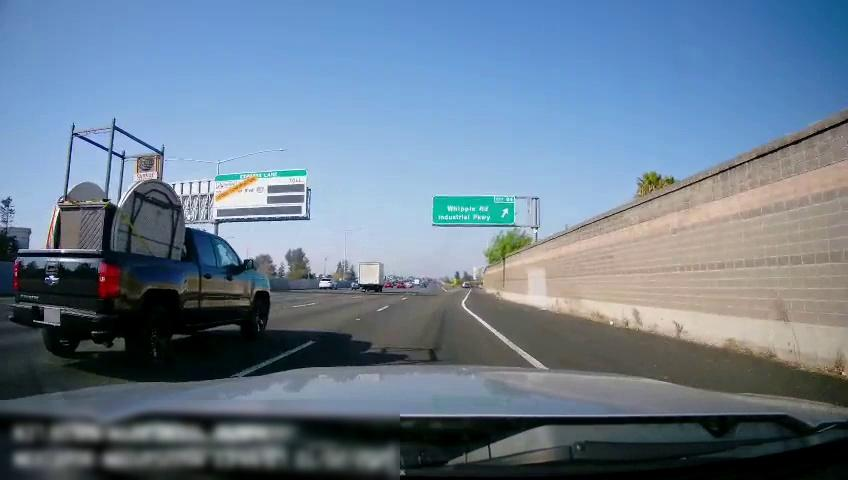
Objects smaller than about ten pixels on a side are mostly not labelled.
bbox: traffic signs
[432,195,517,225]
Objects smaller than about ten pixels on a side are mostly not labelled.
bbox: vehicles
[6,225,271,378]
[358,261,385,293]
[352,280,361,291]
[319,277,338,290]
